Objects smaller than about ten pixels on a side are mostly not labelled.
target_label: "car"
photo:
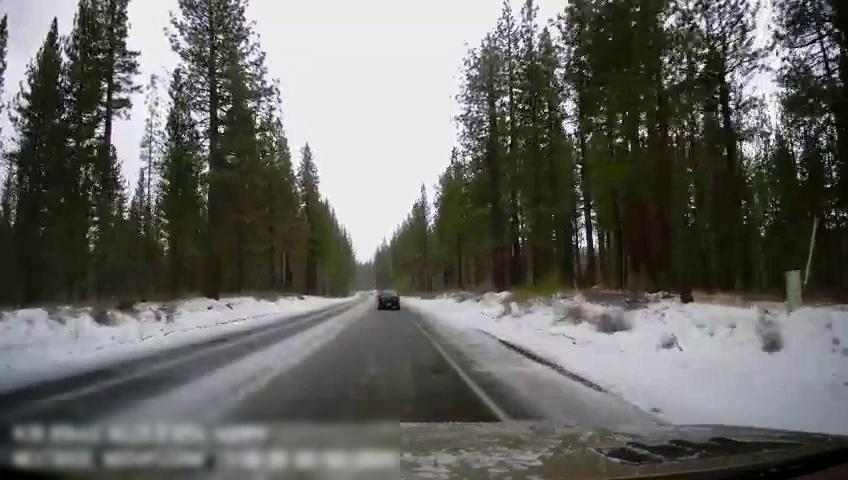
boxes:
[377,288,401,311]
